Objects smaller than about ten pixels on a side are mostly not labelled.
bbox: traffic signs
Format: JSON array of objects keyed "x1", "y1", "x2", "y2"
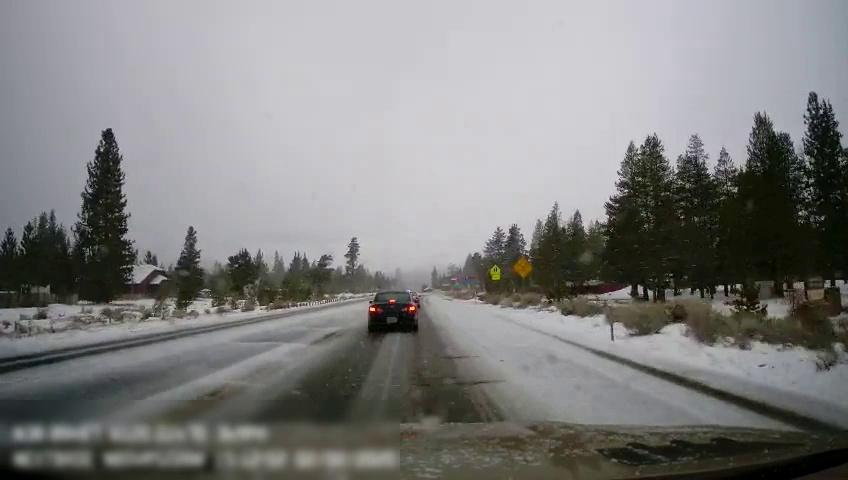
[
  {"x1": 514, "y1": 257, "x2": 532, "y2": 278},
  {"x1": 490, "y1": 264, "x2": 501, "y2": 275}
]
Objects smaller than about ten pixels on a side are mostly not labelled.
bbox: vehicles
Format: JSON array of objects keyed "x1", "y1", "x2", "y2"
[
  {"x1": 368, "y1": 291, "x2": 418, "y2": 332},
  {"x1": 410, "y1": 292, "x2": 421, "y2": 308}
]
